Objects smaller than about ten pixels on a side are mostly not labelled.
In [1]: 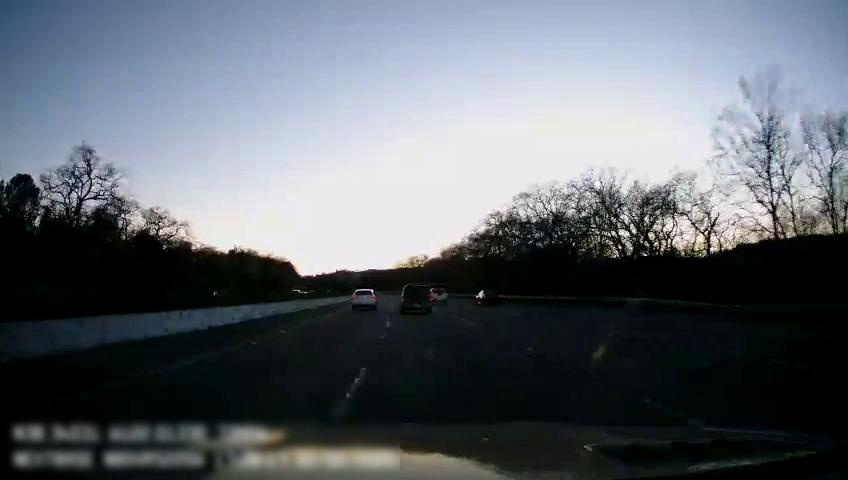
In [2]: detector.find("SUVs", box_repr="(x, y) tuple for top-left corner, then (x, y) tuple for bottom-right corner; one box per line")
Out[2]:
(352, 289), (377, 311)
(474, 290), (497, 306)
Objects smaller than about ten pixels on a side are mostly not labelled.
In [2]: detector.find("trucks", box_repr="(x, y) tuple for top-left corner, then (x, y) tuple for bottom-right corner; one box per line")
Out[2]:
(430, 288), (449, 305)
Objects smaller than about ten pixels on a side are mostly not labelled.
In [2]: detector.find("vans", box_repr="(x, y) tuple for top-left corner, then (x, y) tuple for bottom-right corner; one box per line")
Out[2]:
(399, 284), (433, 314)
